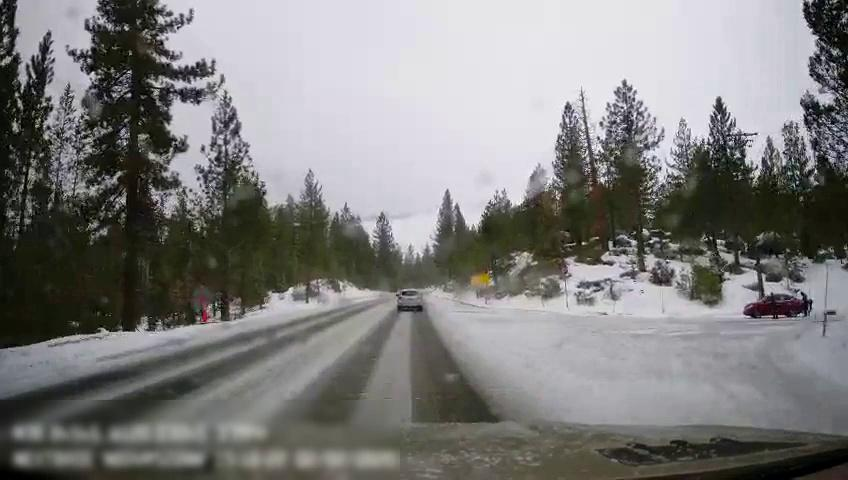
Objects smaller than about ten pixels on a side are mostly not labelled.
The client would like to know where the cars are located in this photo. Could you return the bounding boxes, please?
[743,292,804,319]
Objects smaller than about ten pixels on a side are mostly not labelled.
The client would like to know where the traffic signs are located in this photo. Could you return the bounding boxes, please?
[478,274,490,284]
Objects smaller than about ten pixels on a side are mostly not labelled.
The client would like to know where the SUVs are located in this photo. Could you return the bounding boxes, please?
[395,288,425,312]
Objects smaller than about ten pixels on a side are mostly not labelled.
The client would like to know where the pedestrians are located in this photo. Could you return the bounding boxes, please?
[800,291,808,317]
[767,291,779,319]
